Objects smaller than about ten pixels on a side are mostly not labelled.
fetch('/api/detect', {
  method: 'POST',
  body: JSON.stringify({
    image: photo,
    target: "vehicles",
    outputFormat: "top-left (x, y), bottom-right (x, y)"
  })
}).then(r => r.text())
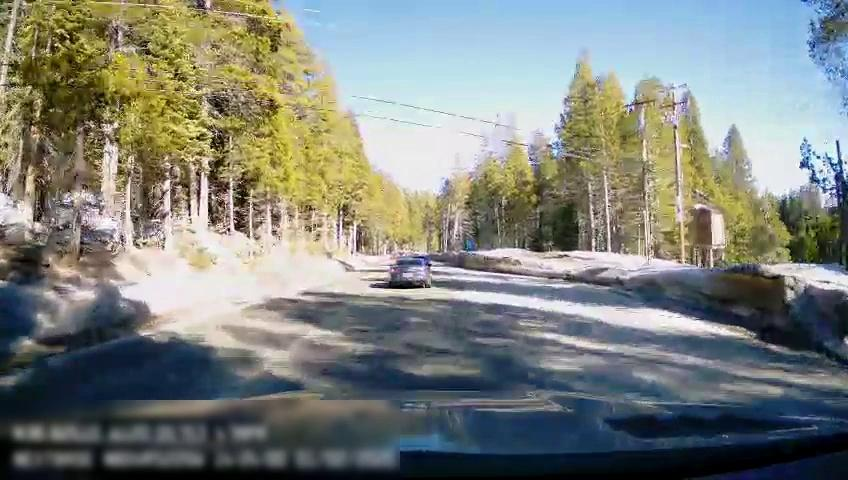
top-left (388, 257), bottom-right (432, 290)
top-left (415, 253), bottom-right (434, 269)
